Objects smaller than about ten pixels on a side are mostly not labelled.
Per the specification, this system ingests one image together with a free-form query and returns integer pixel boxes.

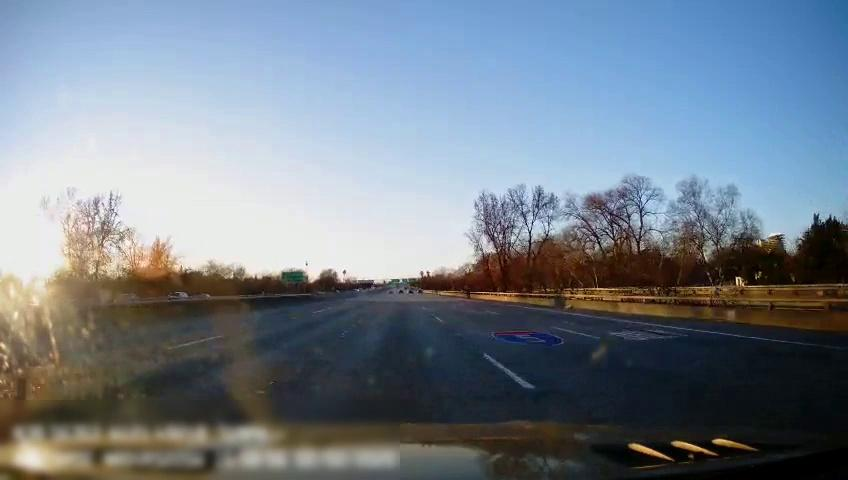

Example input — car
[168,291,189,300]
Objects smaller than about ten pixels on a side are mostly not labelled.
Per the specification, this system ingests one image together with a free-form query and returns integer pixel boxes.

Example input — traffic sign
[281,270,306,284]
